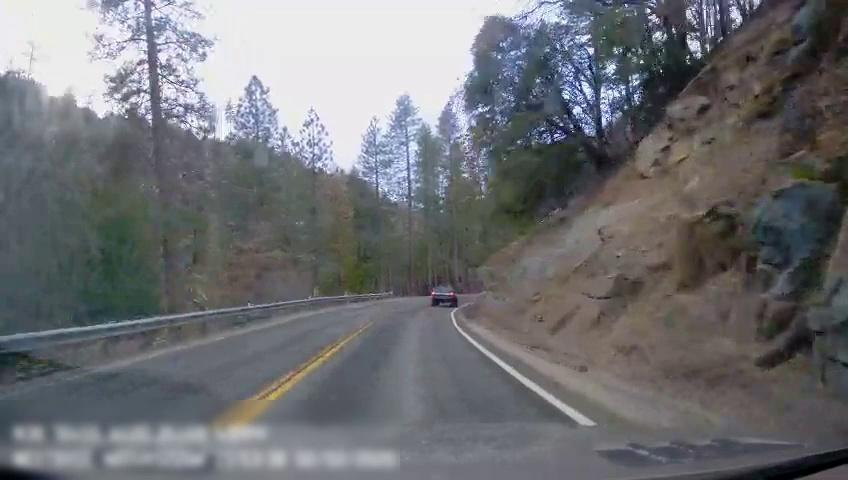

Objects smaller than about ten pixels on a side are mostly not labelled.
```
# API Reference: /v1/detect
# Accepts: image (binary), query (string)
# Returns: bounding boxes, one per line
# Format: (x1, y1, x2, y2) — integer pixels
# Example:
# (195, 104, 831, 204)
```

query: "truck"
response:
(431, 284, 458, 308)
